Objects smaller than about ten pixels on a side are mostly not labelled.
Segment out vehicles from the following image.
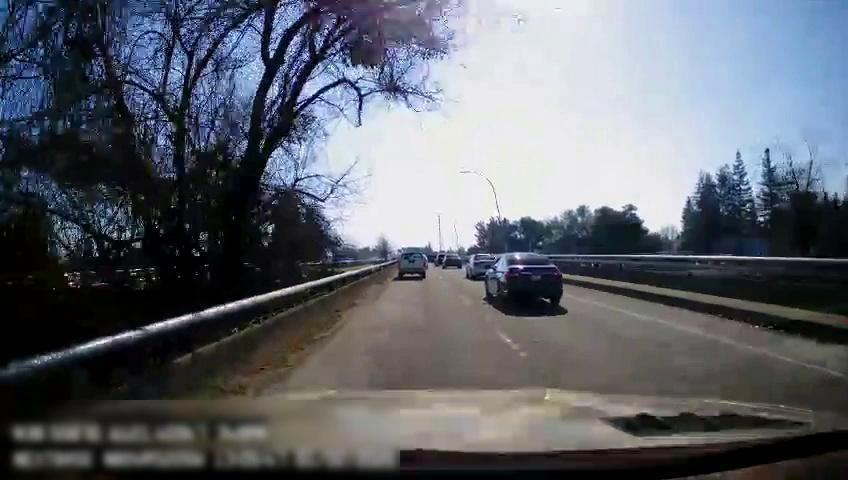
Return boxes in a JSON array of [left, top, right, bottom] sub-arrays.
[[484, 251, 564, 310], [464, 253, 494, 280], [441, 253, 463, 270], [397, 251, 428, 280], [436, 254, 446, 266]]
